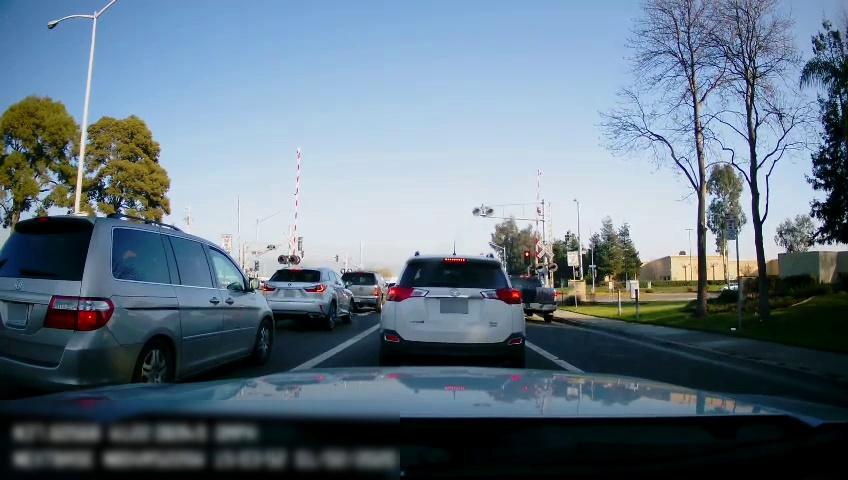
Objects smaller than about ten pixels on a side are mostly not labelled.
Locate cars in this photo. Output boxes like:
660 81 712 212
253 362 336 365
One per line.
719 283 739 292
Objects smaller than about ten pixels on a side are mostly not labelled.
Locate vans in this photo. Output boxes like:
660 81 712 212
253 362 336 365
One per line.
0 212 276 392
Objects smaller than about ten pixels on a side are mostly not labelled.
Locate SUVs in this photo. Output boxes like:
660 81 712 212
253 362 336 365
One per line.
380 252 526 363
263 266 354 330
340 270 388 314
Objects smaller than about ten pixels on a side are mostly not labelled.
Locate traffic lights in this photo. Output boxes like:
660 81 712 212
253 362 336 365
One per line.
563 230 570 245
288 255 300 265
277 255 289 265
297 237 304 252
523 251 531 265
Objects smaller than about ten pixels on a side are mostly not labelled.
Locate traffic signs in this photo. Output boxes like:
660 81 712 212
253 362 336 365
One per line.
567 251 579 267
536 240 555 259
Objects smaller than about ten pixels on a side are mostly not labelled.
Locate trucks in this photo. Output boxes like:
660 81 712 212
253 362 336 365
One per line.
498 271 560 324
